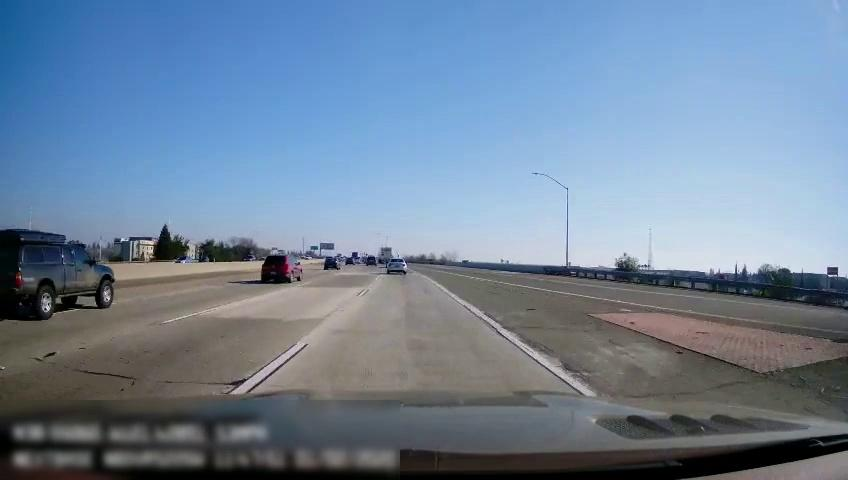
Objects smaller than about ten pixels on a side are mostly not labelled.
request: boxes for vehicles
[0,242,116,321]
[380,247,393,265]
[260,255,305,285]
[344,256,357,266]
[386,257,409,275]
[323,254,345,271]
[240,255,257,262]
[174,256,193,264]
[365,256,378,267]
